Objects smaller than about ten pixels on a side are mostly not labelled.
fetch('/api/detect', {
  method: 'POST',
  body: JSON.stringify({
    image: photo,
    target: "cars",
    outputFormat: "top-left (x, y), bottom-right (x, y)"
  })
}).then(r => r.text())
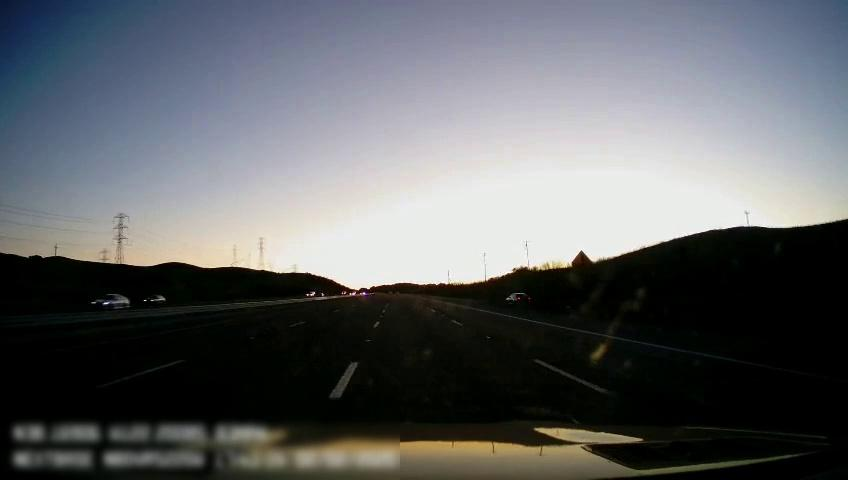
top-left (141, 294), bottom-right (167, 306)
top-left (506, 292), bottom-right (531, 306)
top-left (90, 294), bottom-right (131, 311)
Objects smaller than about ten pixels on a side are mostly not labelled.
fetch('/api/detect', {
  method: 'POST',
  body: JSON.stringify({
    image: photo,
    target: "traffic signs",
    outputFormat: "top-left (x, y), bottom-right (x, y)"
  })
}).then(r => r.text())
top-left (569, 250), bottom-right (594, 268)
